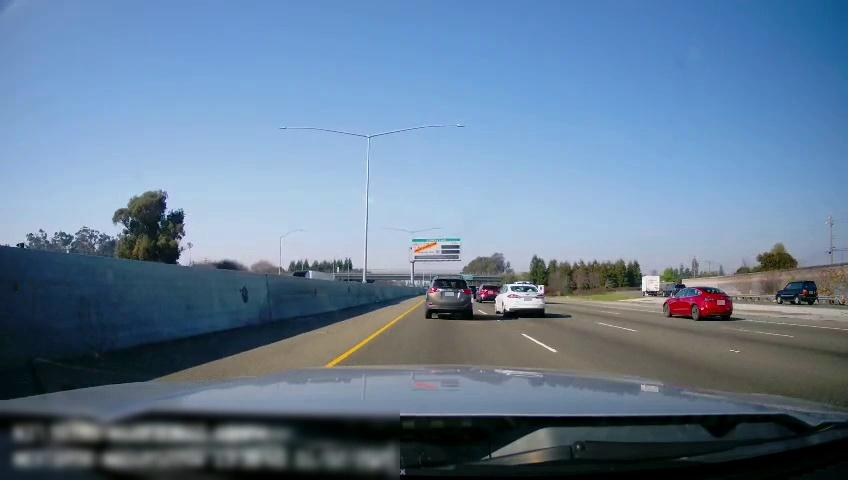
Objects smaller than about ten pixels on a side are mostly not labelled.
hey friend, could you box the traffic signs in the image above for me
[411,237,462,263]
[462,274,474,281]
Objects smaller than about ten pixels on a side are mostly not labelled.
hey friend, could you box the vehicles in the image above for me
[661,282,686,298]
[469,285,477,300]
[776,280,817,306]
[494,283,545,318]
[514,280,545,294]
[662,285,733,321]
[293,270,334,281]
[425,275,475,319]
[641,275,660,297]
[475,284,501,304]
